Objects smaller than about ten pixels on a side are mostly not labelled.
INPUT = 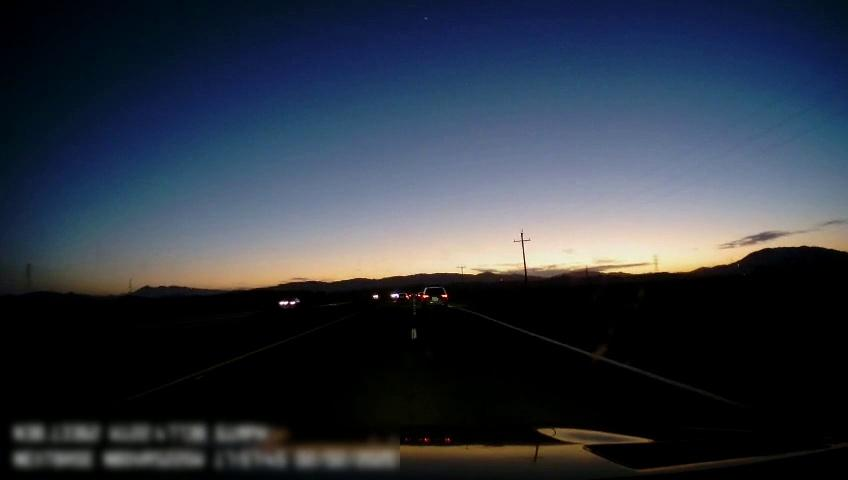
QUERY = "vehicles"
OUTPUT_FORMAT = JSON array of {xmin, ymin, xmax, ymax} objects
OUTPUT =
[
  {"xmin": 421, "ymin": 286, "xmax": 449, "ymax": 310},
  {"xmin": 278, "ymin": 296, "xmax": 300, "ymax": 309},
  {"xmin": 397, "ymin": 292, "xmax": 410, "ymax": 303}
]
